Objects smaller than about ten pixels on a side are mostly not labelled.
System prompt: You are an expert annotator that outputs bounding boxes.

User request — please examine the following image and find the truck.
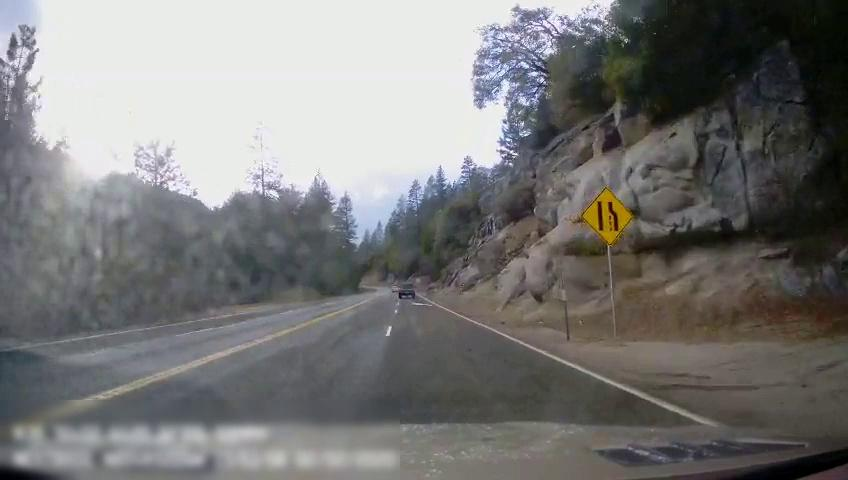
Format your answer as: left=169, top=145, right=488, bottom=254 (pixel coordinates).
left=398, top=282, right=415, bottom=299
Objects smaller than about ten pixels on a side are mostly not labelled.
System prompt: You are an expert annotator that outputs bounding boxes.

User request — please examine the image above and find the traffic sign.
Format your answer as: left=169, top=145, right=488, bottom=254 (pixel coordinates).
left=580, top=185, right=634, bottom=248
